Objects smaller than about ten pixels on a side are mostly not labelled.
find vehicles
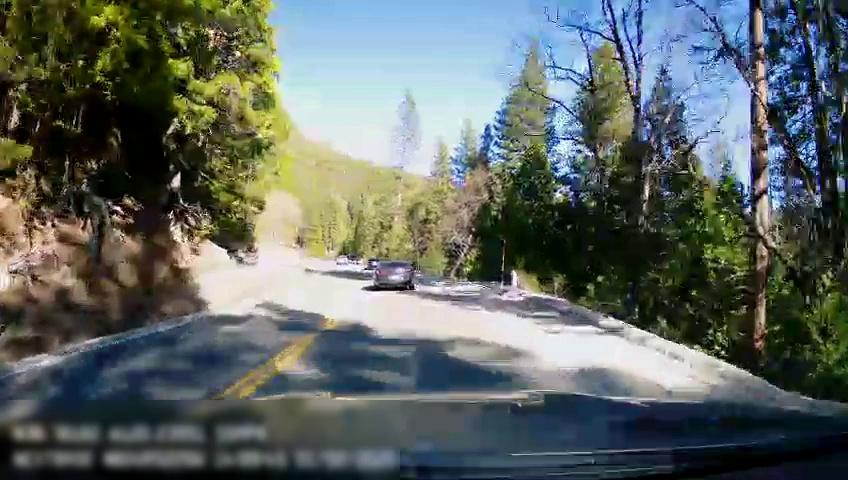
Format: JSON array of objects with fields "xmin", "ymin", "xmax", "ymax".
[
  {"xmin": 365, "ymin": 257, "xmax": 381, "ymax": 270},
  {"xmin": 372, "ymin": 260, "xmax": 413, "ymax": 290},
  {"xmin": 334, "ymin": 256, "xmax": 348, "ymax": 265}
]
